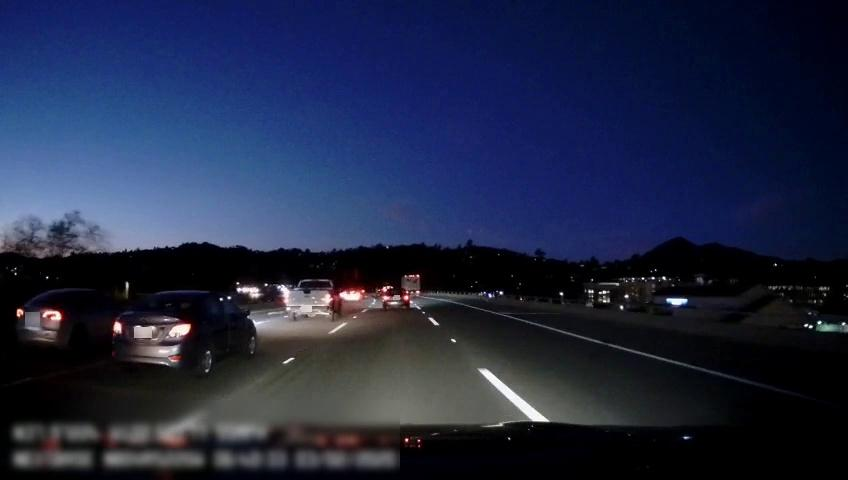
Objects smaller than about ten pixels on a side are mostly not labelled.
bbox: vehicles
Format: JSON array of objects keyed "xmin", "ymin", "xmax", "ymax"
[
  {"xmin": 111, "ymin": 289, "xmax": 258, "ymax": 378},
  {"xmin": 344, "ymin": 289, "xmax": 363, "ymax": 302},
  {"xmin": 16, "ymin": 289, "xmax": 128, "ymax": 354},
  {"xmin": 223, "ymin": 291, "xmax": 240, "ymax": 302},
  {"xmin": 285, "ymin": 279, "xmax": 343, "ymax": 322},
  {"xmin": 383, "ymin": 288, "xmax": 410, "ymax": 311},
  {"xmin": 401, "ymin": 275, "xmax": 420, "ymax": 297}
]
